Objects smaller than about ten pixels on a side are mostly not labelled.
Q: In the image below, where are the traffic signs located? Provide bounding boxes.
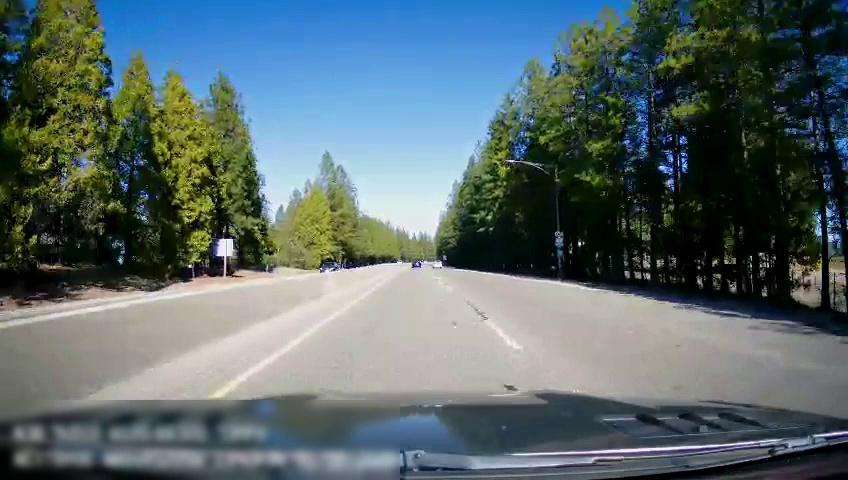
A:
[554,238,565,248]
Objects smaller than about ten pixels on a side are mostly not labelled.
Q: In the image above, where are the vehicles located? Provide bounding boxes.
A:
[319,261,340,274]
[431,260,443,269]
[411,259,423,269]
